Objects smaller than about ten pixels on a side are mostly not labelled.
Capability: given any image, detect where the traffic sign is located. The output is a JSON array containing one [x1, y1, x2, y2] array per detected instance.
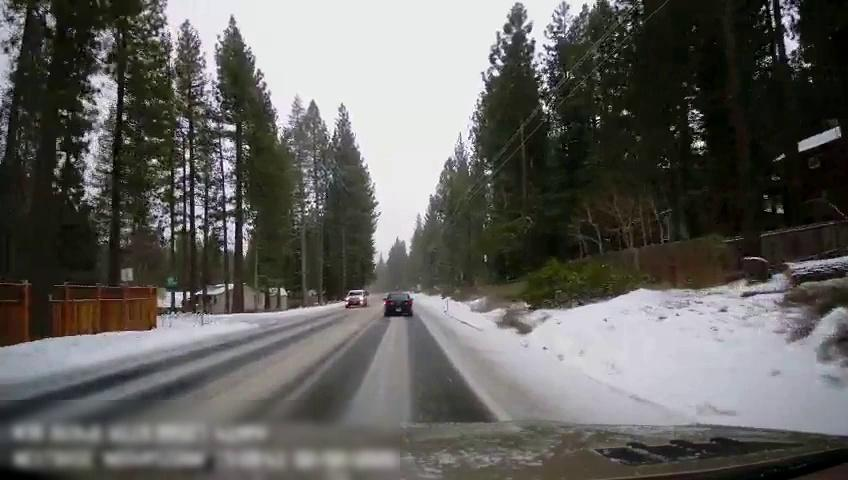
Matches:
[[167, 276, 178, 286]]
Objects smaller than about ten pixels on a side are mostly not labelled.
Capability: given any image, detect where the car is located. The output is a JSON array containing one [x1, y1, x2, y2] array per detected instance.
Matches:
[[382, 292, 414, 317]]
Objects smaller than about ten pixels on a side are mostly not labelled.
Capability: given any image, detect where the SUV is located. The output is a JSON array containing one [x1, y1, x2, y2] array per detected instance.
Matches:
[[344, 289, 368, 309]]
